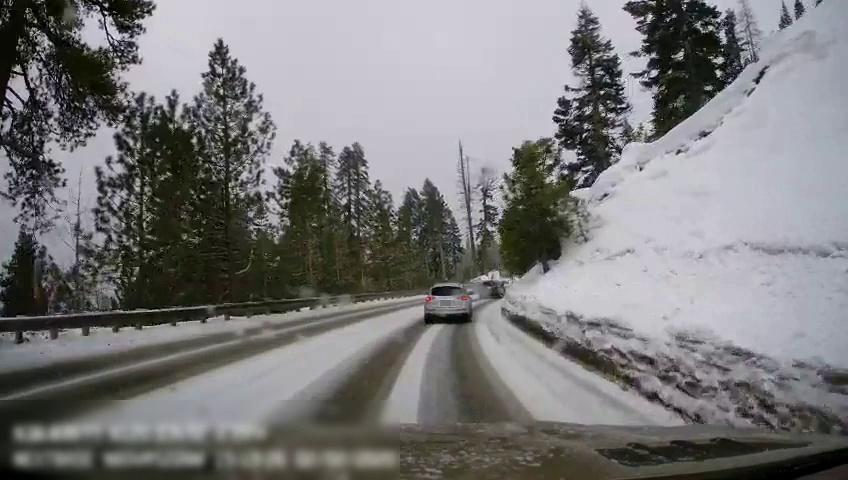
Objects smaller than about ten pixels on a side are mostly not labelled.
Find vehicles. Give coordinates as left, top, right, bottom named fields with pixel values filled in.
left=479, top=280, right=505, bottom=299
left=424, top=283, right=474, bottom=324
